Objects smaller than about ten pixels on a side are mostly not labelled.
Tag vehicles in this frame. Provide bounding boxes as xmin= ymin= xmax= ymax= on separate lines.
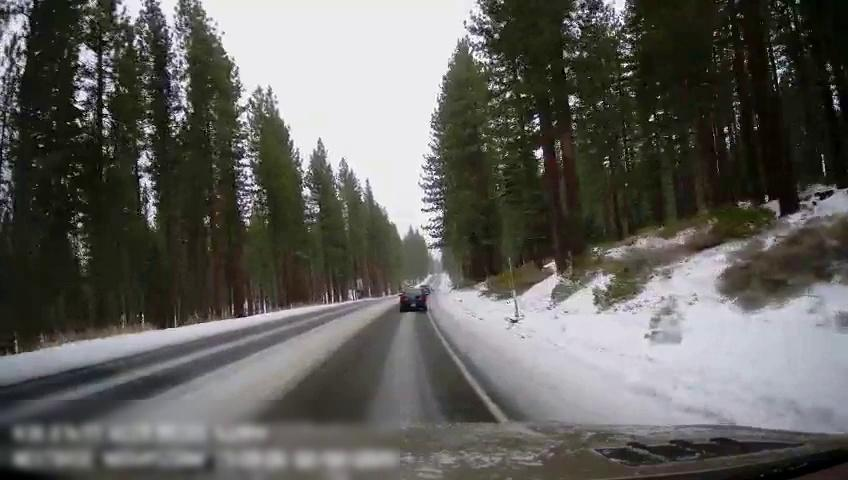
xmin=419 ymin=284 xmax=432 ymax=296
xmin=399 ymin=288 xmax=427 ymax=313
